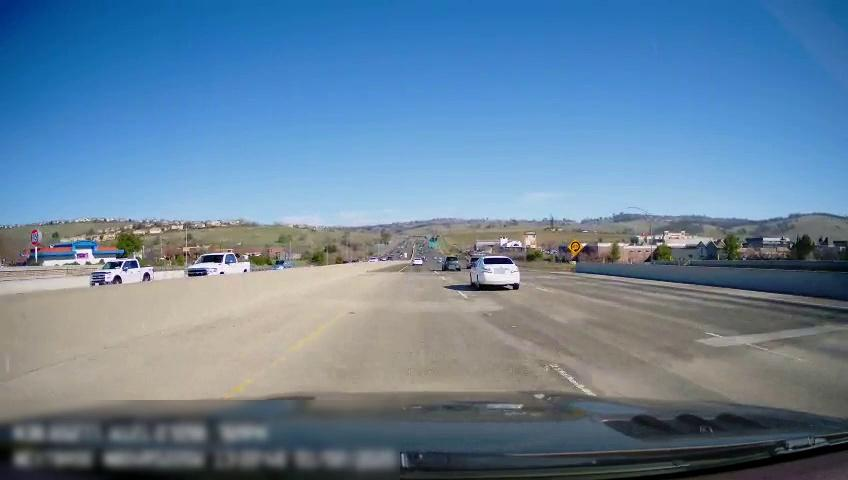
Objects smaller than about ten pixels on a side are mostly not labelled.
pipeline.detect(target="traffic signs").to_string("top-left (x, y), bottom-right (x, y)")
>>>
top-left (567, 239), bottom-right (583, 256)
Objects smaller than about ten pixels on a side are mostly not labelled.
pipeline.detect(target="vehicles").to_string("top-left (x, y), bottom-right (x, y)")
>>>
top-left (412, 257), bottom-right (423, 266)
top-left (466, 257), bottom-right (479, 269)
top-left (89, 258), bottom-right (155, 286)
top-left (187, 253), bottom-right (251, 277)
top-left (441, 254), bottom-right (462, 272)
top-left (272, 259), bottom-right (288, 270)
top-left (470, 257), bottom-right (520, 292)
